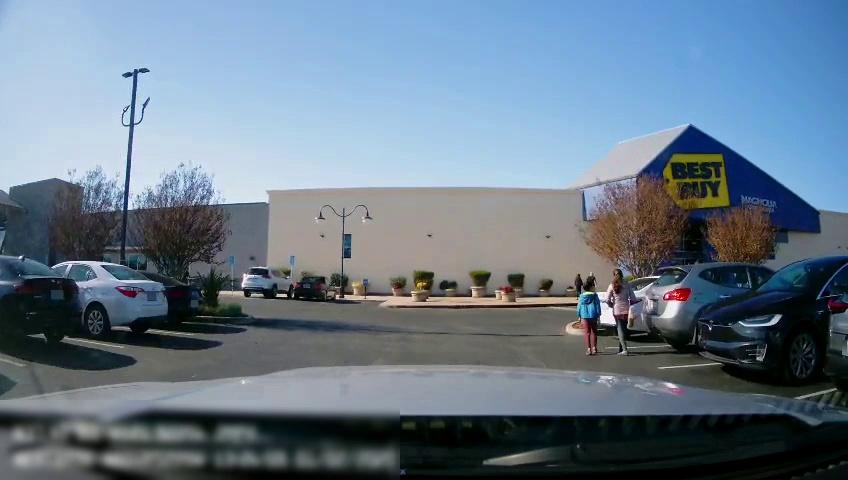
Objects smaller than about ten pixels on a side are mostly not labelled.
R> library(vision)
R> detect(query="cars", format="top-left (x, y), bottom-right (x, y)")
top-left (110, 273), bottom-right (195, 330)
top-left (0, 255), bottom-right (82, 343)
top-left (595, 275), bottom-right (688, 342)
top-left (31, 261), bottom-right (168, 341)
top-left (293, 275), bottom-right (337, 301)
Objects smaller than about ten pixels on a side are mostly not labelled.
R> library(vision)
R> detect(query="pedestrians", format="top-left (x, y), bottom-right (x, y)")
top-left (574, 273), bottom-right (583, 301)
top-left (576, 277), bottom-right (602, 358)
top-left (607, 269), bottom-right (636, 356)
top-left (585, 272), bottom-right (597, 301)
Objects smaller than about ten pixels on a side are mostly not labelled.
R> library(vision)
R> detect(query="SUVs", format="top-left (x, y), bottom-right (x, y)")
top-left (241, 267), bottom-right (293, 299)
top-left (825, 271), bottom-right (848, 398)
top-left (639, 263), bottom-right (788, 349)
top-left (693, 256), bottom-right (848, 387)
